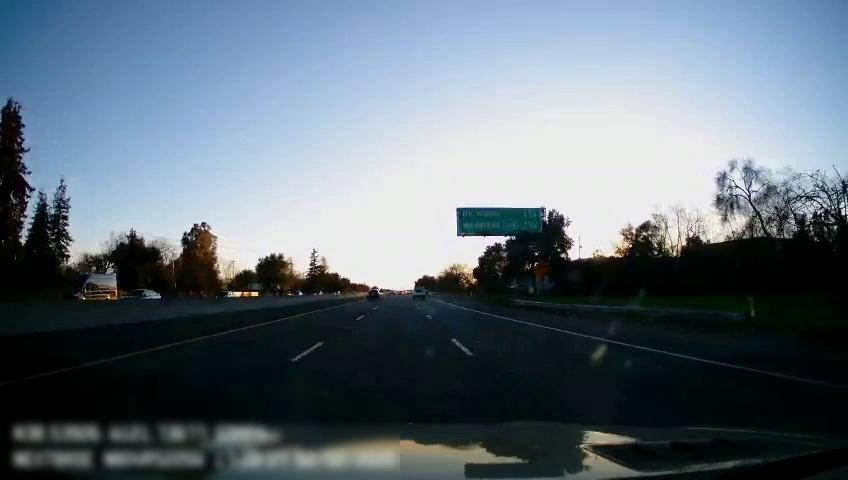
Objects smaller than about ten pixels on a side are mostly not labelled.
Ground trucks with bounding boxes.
[412,288,427,300]
[72,275,118,304]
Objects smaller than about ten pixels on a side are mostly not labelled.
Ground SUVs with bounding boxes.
[367,289,380,300]
[118,288,162,301]
[216,290,238,300]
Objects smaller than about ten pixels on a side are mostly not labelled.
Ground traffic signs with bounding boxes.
[535,261,550,277]
[457,205,544,237]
